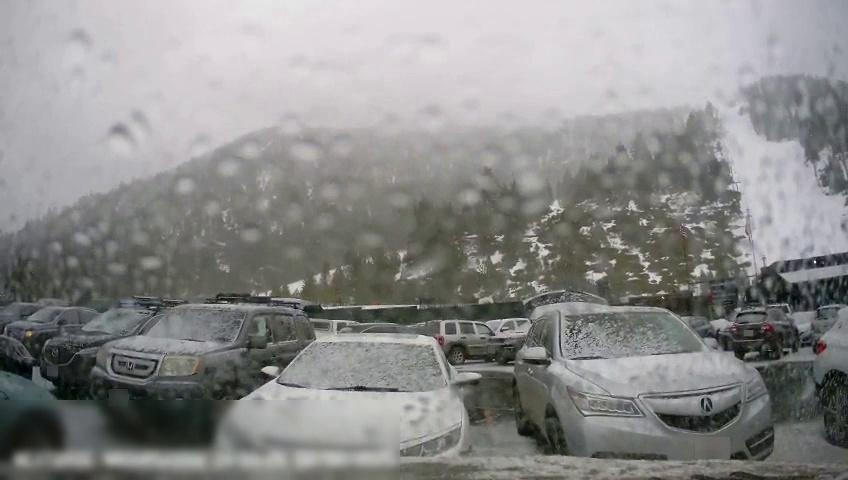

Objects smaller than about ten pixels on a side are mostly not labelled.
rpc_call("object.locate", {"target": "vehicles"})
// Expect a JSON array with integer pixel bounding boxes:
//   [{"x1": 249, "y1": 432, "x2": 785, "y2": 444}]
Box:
[
  {"x1": 336, "y1": 322, "x2": 413, "y2": 334},
  {"x1": 811, "y1": 303, "x2": 848, "y2": 354},
  {"x1": 709, "y1": 318, "x2": 731, "y2": 329},
  {"x1": 731, "y1": 308, "x2": 802, "y2": 362},
  {"x1": 813, "y1": 304, "x2": 848, "y2": 449},
  {"x1": 4, "y1": 306, "x2": 101, "y2": 367},
  {"x1": 0, "y1": 334, "x2": 33, "y2": 382},
  {"x1": 483, "y1": 318, "x2": 529, "y2": 335},
  {"x1": 212, "y1": 332, "x2": 482, "y2": 458},
  {"x1": 511, "y1": 303, "x2": 775, "y2": 461},
  {"x1": 421, "y1": 320, "x2": 499, "y2": 366},
  {"x1": 678, "y1": 315, "x2": 715, "y2": 338},
  {"x1": 0, "y1": 302, "x2": 47, "y2": 335},
  {"x1": 308, "y1": 318, "x2": 359, "y2": 336},
  {"x1": 721, "y1": 321, "x2": 736, "y2": 352},
  {"x1": 0, "y1": 370, "x2": 69, "y2": 462},
  {"x1": 495, "y1": 303, "x2": 560, "y2": 366},
  {"x1": 39, "y1": 308, "x2": 166, "y2": 404},
  {"x1": 790, "y1": 311, "x2": 815, "y2": 348},
  {"x1": 89, "y1": 303, "x2": 317, "y2": 447}
]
